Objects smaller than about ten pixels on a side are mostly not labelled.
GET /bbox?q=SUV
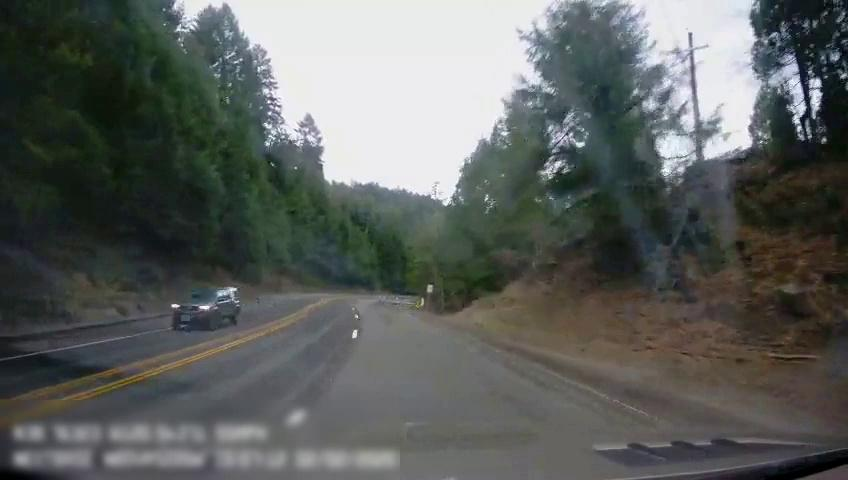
[169,286,243,331]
